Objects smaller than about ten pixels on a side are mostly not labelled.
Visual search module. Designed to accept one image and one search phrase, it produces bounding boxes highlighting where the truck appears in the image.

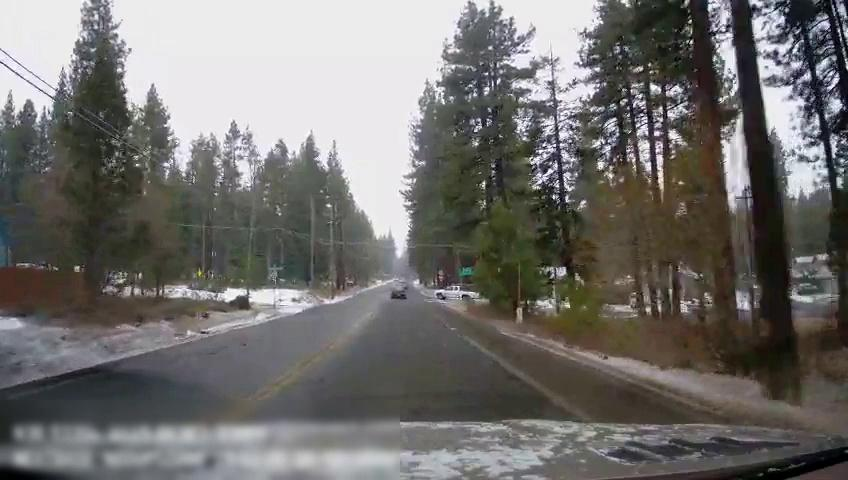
[436,284,481,304]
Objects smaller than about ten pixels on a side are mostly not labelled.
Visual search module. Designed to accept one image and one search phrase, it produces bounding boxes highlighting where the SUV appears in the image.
[390,287,407,300]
